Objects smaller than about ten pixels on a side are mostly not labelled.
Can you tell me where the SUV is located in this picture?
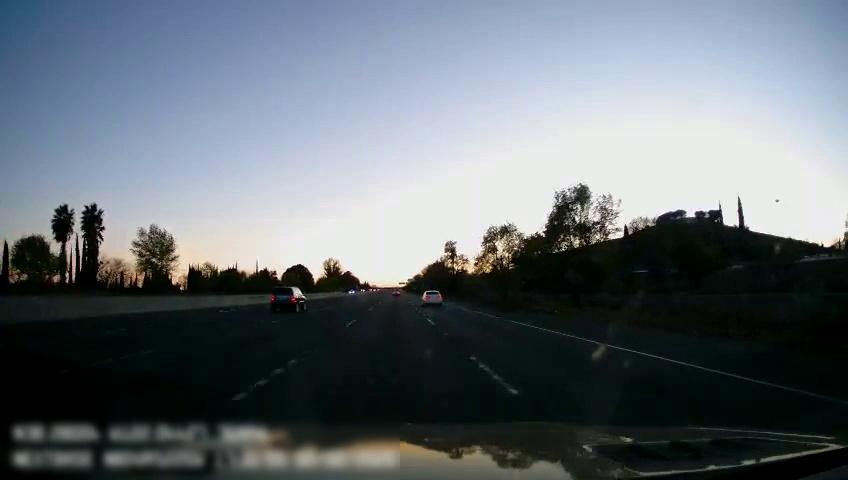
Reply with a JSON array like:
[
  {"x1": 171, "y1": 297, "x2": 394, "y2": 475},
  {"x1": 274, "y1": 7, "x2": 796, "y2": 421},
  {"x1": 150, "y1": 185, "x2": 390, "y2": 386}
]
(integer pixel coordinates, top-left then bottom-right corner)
[{"x1": 269, "y1": 285, "x2": 309, "y2": 314}]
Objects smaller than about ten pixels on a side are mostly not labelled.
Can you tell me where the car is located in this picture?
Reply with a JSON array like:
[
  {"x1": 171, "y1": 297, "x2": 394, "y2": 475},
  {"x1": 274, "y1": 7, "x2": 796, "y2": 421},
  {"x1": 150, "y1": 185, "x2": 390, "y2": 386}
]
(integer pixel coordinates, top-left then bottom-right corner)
[{"x1": 422, "y1": 290, "x2": 443, "y2": 306}]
